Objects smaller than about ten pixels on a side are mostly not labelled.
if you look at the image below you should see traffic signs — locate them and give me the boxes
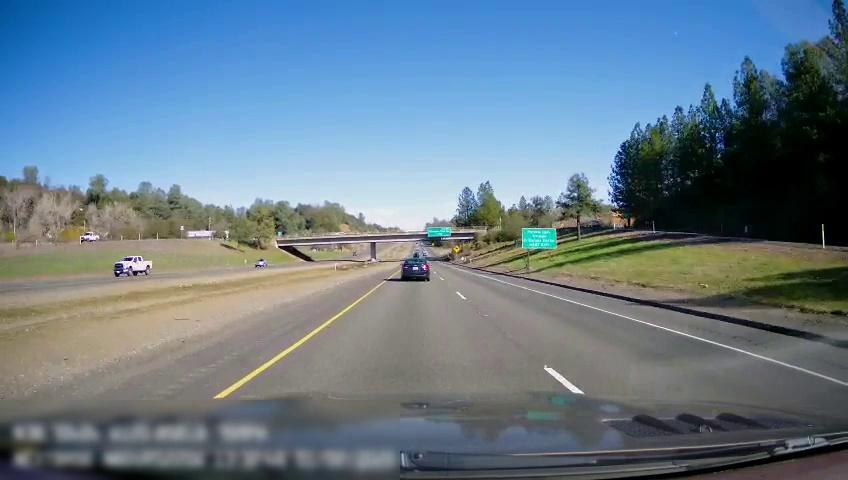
[427,226,452,237]
[522,228,558,250]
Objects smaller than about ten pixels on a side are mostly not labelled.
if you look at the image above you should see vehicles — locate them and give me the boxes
[401,257,430,280]
[113,255,153,277]
[80,232,100,242]
[254,259,269,267]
